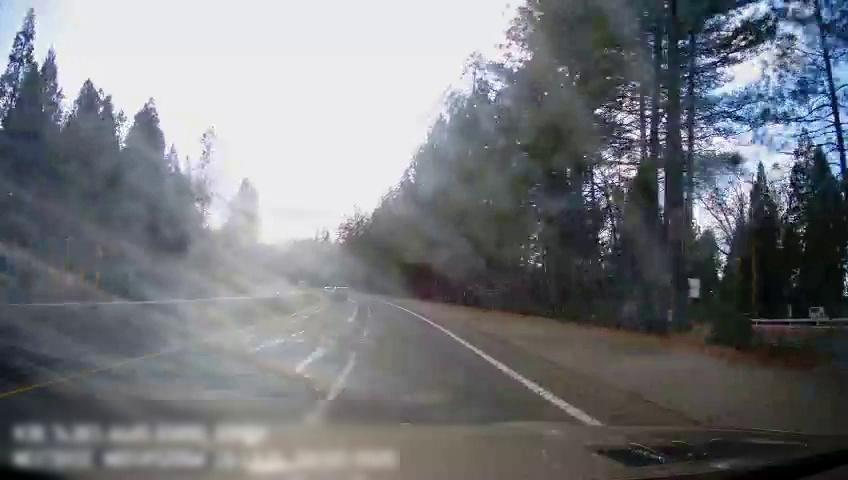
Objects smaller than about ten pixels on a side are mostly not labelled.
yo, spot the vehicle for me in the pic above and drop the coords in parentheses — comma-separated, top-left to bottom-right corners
(332, 285, 350, 301)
